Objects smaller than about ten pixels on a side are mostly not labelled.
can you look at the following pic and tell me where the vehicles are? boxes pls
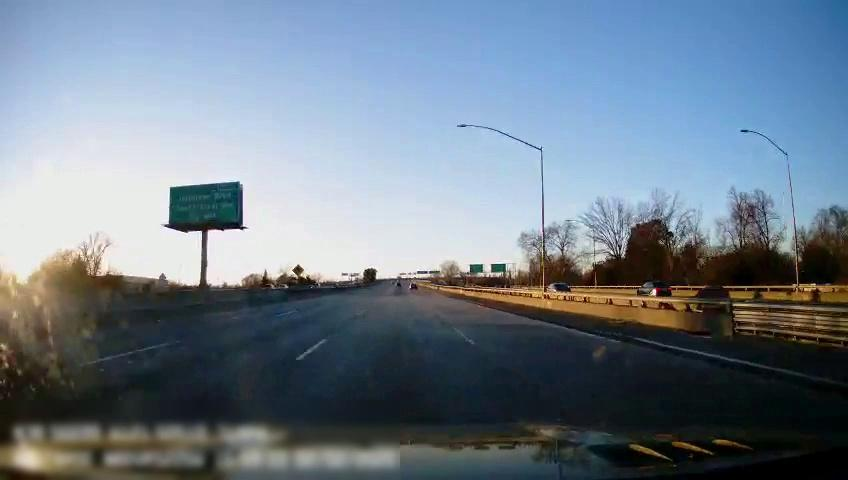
[635,281,672,300]
[277,283,288,288]
[262,283,274,289]
[546,282,571,295]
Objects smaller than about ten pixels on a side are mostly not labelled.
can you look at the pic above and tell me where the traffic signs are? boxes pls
[491,263,506,273]
[417,271,428,274]
[470,263,484,272]
[429,271,440,274]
